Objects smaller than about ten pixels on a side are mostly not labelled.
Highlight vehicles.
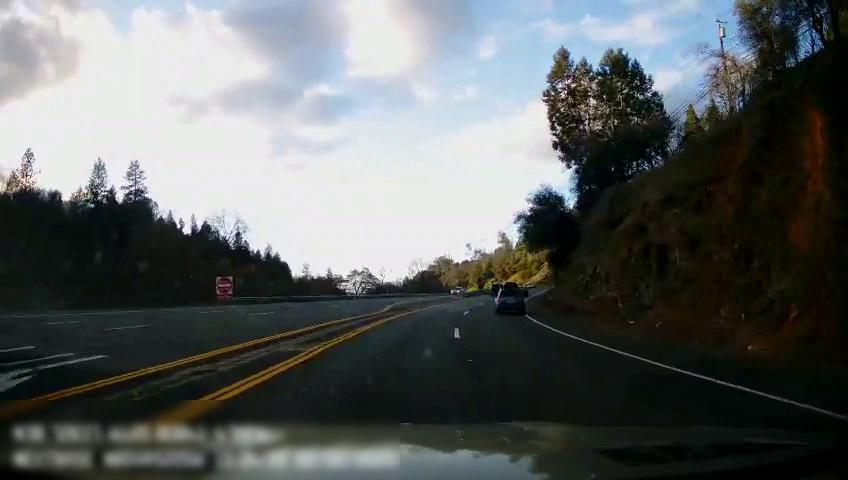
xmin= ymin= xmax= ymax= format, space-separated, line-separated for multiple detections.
xmin=494 ymin=280 xmax=525 ymax=312
xmin=490 ymin=282 xmax=503 ymax=297
xmin=450 ymin=286 xmax=467 ymax=296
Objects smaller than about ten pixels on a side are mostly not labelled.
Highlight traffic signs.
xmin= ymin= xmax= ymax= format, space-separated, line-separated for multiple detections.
xmin=214 ymin=275 xmax=234 ymax=297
